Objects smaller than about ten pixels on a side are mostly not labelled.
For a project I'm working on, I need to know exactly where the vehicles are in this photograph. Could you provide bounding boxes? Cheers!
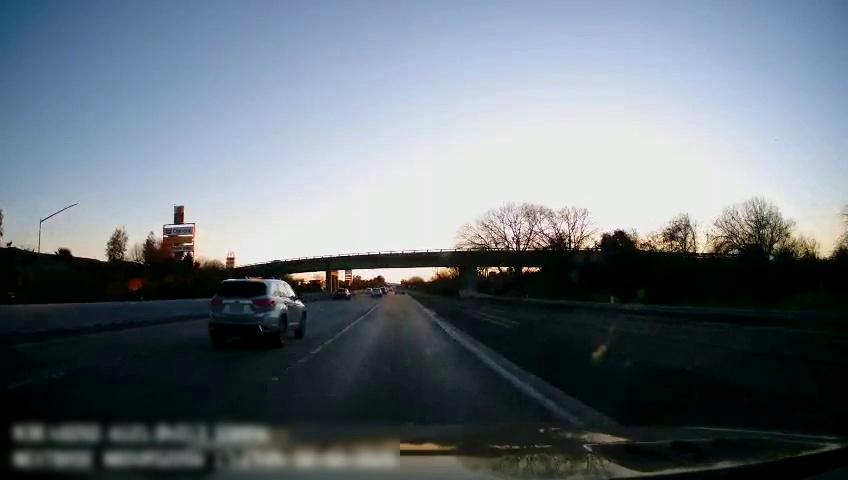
[370,287,383,298]
[207,274,308,349]
[333,287,352,301]
[394,284,405,295]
